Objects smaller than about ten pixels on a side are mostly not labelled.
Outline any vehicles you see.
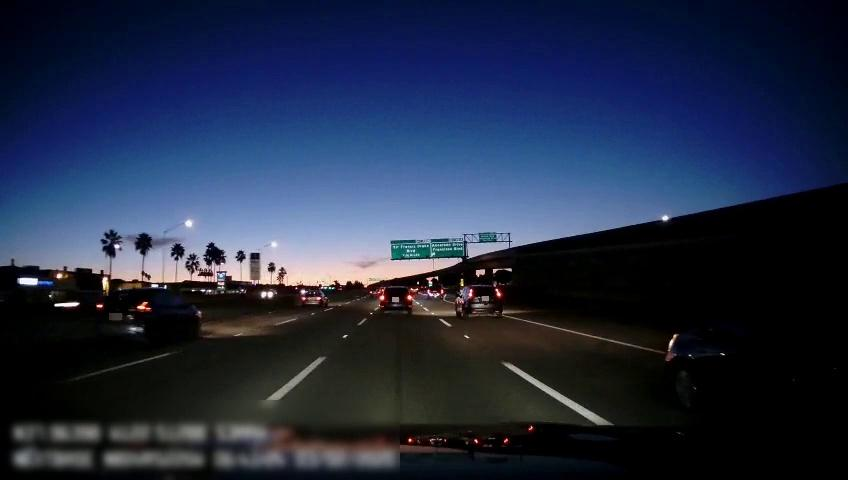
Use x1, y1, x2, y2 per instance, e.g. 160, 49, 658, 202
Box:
378, 286, 414, 316
369, 288, 381, 298
455, 284, 503, 319
427, 286, 443, 300
300, 290, 329, 310
94, 287, 204, 350
660, 294, 848, 435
